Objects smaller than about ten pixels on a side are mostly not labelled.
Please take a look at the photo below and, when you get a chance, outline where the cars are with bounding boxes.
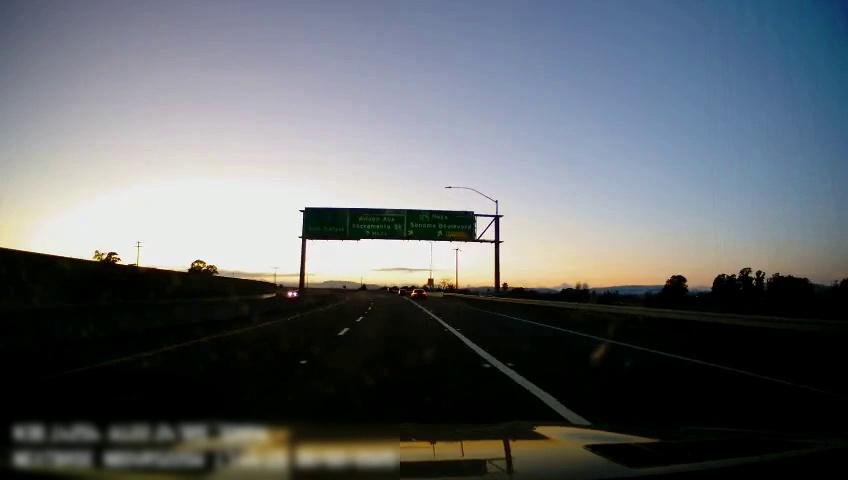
[410,288,427,299]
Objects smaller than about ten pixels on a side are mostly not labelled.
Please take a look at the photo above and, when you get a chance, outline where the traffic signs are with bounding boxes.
[347,206,405,241]
[302,206,348,241]
[405,206,476,243]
